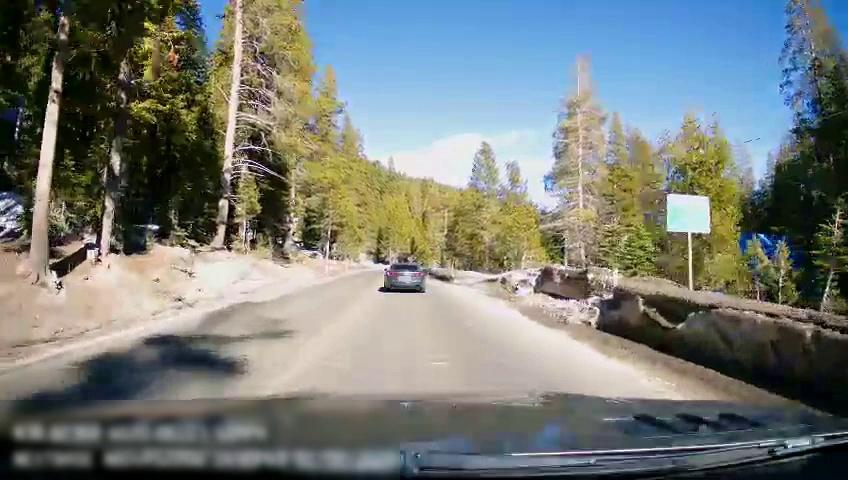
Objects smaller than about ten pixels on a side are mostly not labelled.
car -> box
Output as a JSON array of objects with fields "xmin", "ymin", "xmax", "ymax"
[{"xmin": 383, "ymin": 261, "xmax": 427, "ymax": 293}]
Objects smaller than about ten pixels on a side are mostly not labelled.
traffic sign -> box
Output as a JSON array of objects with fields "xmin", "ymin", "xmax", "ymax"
[{"xmin": 665, "ymin": 192, "xmax": 712, "ymax": 234}]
